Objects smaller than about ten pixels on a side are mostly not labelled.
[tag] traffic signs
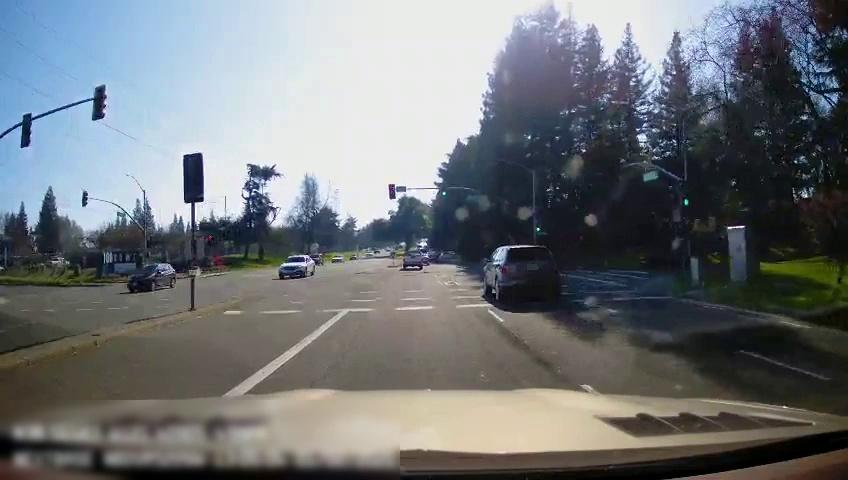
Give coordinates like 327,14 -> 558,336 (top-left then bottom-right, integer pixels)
396,186 -> 408,193
643,170 -> 659,184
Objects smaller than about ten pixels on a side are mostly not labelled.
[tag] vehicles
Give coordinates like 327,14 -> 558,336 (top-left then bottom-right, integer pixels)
437,250 -> 457,264
403,249 -> 424,271
331,253 -> 345,263
278,254 -> 317,279
125,262 -> 178,293
309,251 -> 324,265
481,243 -> 561,303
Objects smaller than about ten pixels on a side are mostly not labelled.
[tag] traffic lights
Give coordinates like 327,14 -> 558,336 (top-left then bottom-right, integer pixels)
439,185 -> 448,199
81,190 -> 90,206
679,191 -> 692,211
387,182 -> 397,201
21,113 -> 32,149
92,82 -> 109,121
